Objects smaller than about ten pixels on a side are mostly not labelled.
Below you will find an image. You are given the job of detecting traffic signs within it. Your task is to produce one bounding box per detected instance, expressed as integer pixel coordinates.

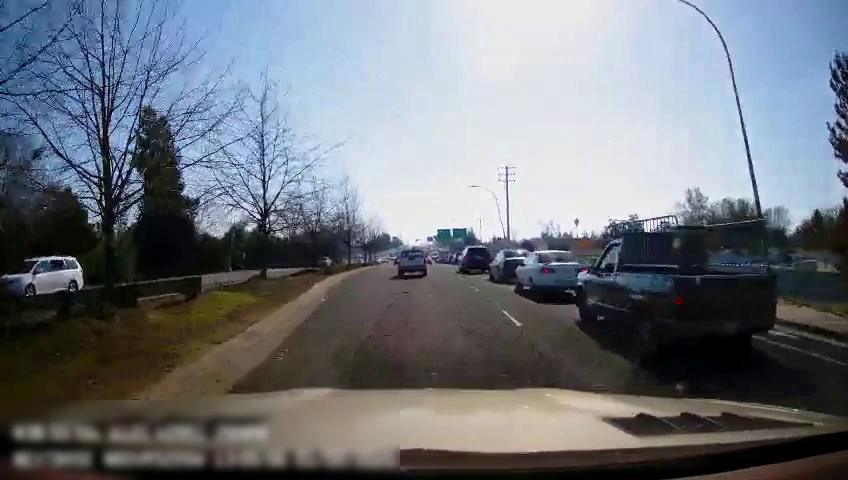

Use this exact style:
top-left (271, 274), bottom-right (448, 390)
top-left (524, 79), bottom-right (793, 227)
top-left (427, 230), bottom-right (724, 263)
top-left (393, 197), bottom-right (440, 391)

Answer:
top-left (452, 228), bottom-right (465, 244)
top-left (437, 228), bottom-right (451, 244)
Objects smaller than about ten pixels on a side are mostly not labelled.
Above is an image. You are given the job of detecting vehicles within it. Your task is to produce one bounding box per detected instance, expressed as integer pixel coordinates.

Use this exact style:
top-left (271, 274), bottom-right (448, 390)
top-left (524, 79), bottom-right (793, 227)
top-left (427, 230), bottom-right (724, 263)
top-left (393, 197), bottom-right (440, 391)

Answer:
top-left (487, 249), bottom-right (529, 284)
top-left (318, 256), bottom-right (333, 266)
top-left (0, 255), bottom-right (85, 299)
top-left (458, 246), bottom-right (493, 275)
top-left (575, 212), bottom-right (778, 359)
top-left (397, 249), bottom-right (428, 277)
top-left (514, 250), bottom-right (588, 296)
